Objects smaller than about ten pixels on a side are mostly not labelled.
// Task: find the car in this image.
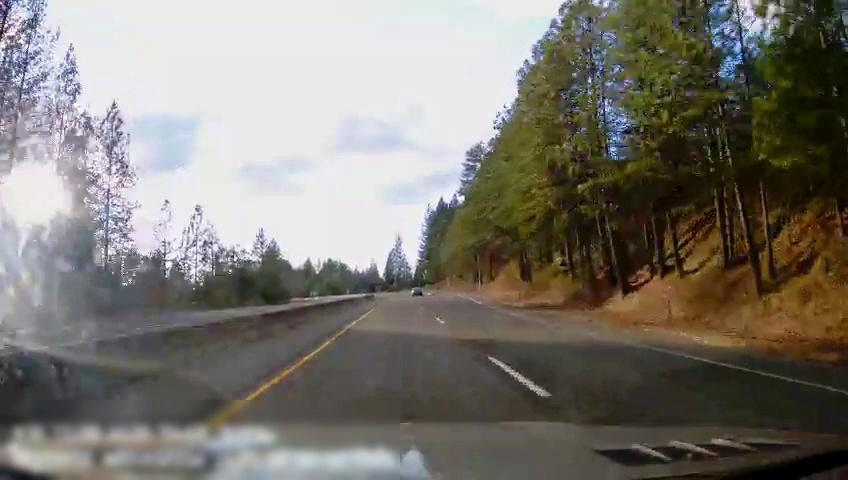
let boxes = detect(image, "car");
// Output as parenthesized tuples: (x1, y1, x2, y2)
(411, 287, 423, 297)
